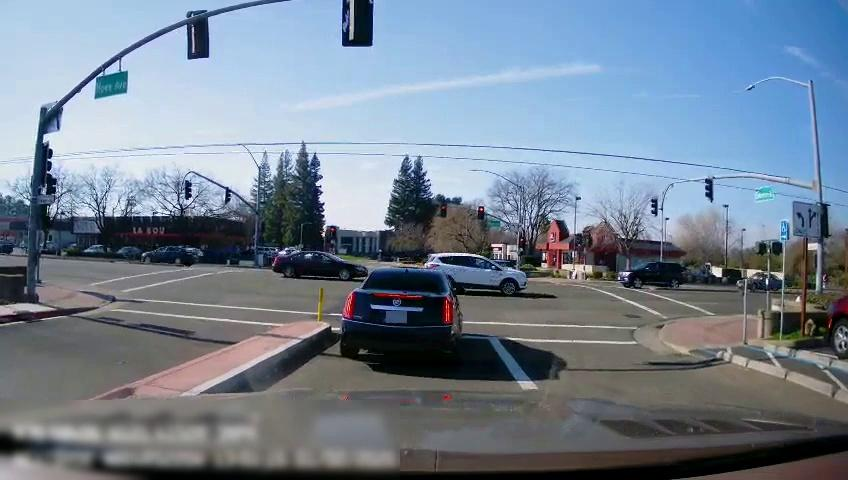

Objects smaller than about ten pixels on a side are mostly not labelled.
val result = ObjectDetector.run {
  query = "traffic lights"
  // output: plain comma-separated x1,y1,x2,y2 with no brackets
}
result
769,241,783,255
650,198,658,216
478,206,485,220
37,143,53,185
704,178,714,202
183,179,193,200
186,10,210,60
224,187,232,204
440,205,447,218
341,0,374,49
754,242,768,255
44,173,56,202
519,236,526,249
819,203,829,236
576,233,583,246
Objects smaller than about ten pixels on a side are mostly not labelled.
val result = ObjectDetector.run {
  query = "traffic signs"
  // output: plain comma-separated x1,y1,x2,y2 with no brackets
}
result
780,222,790,241
489,220,501,226
792,200,823,237
754,188,776,201
95,69,129,99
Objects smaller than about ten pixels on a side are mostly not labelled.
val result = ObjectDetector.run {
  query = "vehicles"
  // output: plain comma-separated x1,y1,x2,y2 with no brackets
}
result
491,260,517,271
340,268,467,362
83,245,111,255
736,273,784,290
423,253,529,297
140,246,199,266
825,295,848,359
618,262,687,290
186,248,203,257
272,251,368,282
115,246,140,256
